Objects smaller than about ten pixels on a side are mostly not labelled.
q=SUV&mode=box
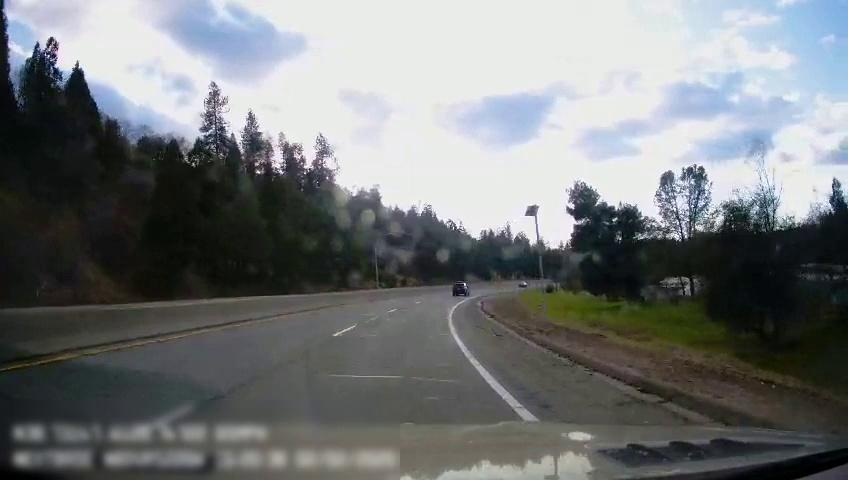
[452,281,470,297]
